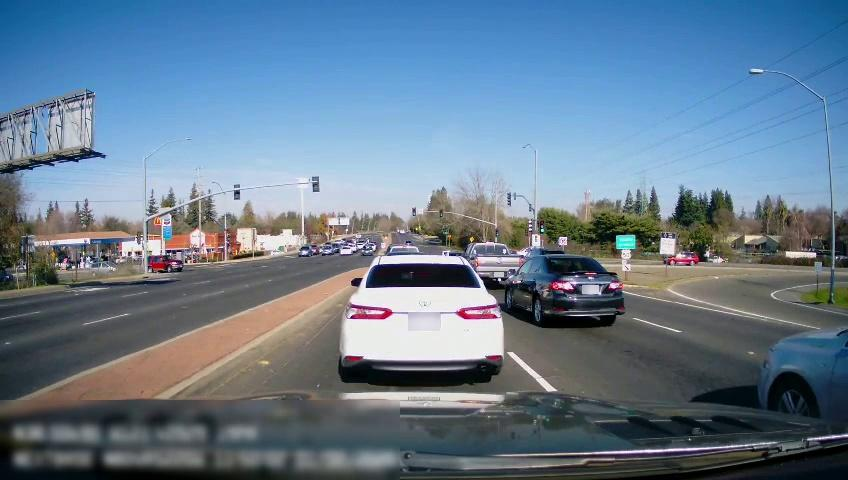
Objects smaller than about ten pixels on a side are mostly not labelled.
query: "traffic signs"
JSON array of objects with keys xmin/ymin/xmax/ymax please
[{"xmin": 616, "ymin": 234, "xmax": 637, "ymax": 249}]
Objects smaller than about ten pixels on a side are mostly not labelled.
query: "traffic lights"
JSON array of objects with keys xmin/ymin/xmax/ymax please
[
  {"xmin": 537, "ymin": 224, "xmax": 543, "ymax": 236},
  {"xmin": 137, "ymin": 232, "xmax": 143, "ymax": 245},
  {"xmin": 312, "ymin": 176, "xmax": 321, "ymax": 192},
  {"xmin": 505, "ymin": 193, "xmax": 511, "ymax": 207},
  {"xmin": 233, "ymin": 184, "xmax": 242, "ymax": 200},
  {"xmin": 527, "ymin": 221, "xmax": 533, "ymax": 234}
]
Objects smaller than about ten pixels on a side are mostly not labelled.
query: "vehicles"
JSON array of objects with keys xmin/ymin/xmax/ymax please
[
  {"xmin": 706, "ymin": 255, "xmax": 725, "ymax": 264},
  {"xmin": 531, "ymin": 247, "xmax": 568, "ymax": 256},
  {"xmin": 88, "ymin": 262, "xmax": 116, "ymax": 274},
  {"xmin": 448, "ymin": 248, "xmax": 466, "ymax": 257},
  {"xmin": 755, "ymin": 328, "xmax": 848, "ymax": 419},
  {"xmin": 503, "ymin": 254, "xmax": 625, "ymax": 329},
  {"xmin": 664, "ymin": 252, "xmax": 699, "ymax": 266},
  {"xmin": 142, "ymin": 254, "xmax": 182, "ymax": 274},
  {"xmin": 463, "ymin": 242, "xmax": 525, "ymax": 290},
  {"xmin": 387, "ymin": 245, "xmax": 419, "ymax": 256},
  {"xmin": 361, "ymin": 244, "xmax": 374, "ymax": 256},
  {"xmin": 337, "ymin": 255, "xmax": 504, "ymax": 383},
  {"xmin": 340, "ymin": 245, "xmax": 354, "ymax": 256},
  {"xmin": 298, "ymin": 245, "xmax": 314, "ymax": 258}
]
